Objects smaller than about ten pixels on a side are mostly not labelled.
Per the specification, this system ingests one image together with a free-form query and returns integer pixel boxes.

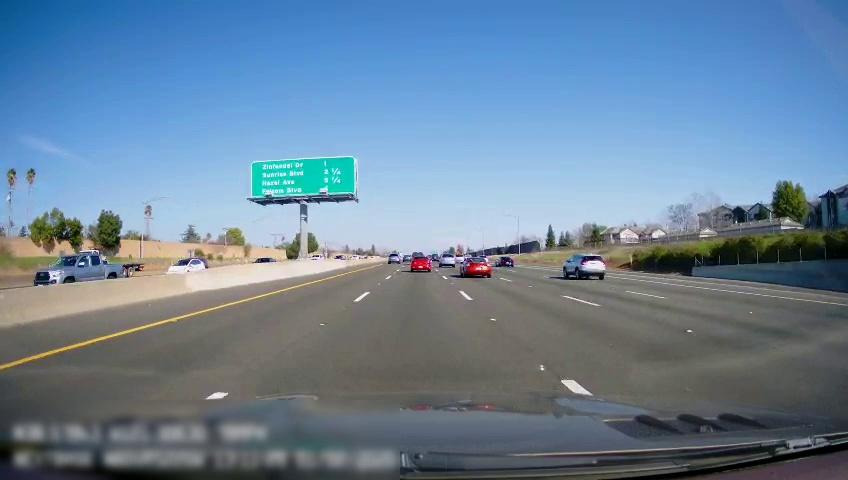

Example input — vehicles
[253,256,275,264]
[168,258,206,274]
[493,256,514,268]
[455,253,464,263]
[438,253,456,268]
[39,255,128,286]
[387,252,401,264]
[458,256,493,279]
[334,254,347,261]
[561,253,607,281]
[310,253,325,261]
[409,254,431,272]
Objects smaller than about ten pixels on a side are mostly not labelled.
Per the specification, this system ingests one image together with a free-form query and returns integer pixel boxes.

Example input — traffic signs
[250,155,356,197]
